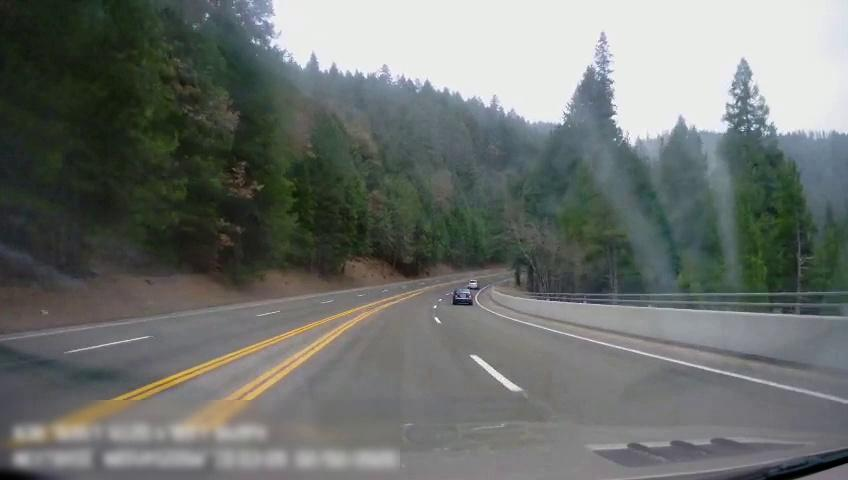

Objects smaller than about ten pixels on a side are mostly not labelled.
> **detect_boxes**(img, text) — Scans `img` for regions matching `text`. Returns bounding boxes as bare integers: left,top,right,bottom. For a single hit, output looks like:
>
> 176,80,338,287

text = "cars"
467,280,479,291
451,288,473,306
